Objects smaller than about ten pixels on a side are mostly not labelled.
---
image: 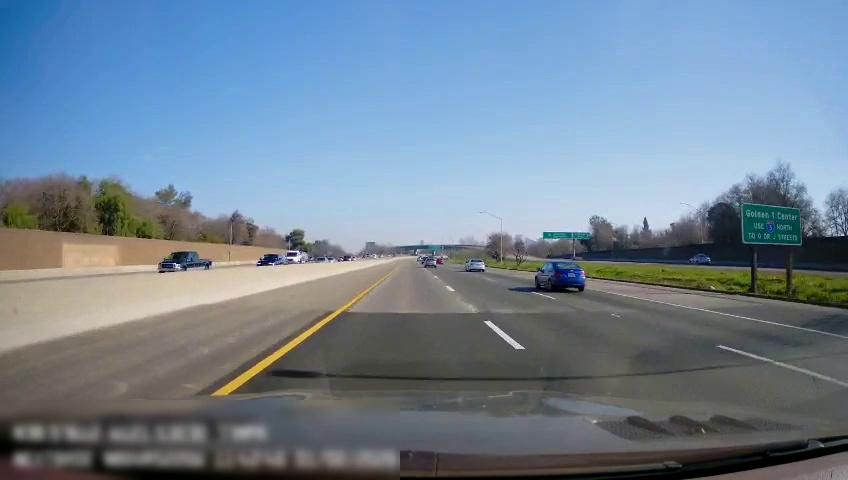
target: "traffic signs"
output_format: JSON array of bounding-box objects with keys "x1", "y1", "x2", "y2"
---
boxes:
[
  {"x1": 430, "y1": 244, "x2": 441, "y2": 252},
  {"x1": 542, "y1": 232, "x2": 593, "y2": 240},
  {"x1": 365, "y1": 241, "x2": 376, "y2": 248},
  {"x1": 740, "y1": 203, "x2": 803, "y2": 246}
]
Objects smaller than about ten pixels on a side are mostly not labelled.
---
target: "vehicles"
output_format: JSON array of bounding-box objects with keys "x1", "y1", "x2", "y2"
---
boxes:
[
  {"x1": 465, "y1": 259, "x2": 485, "y2": 272},
  {"x1": 256, "y1": 254, "x2": 288, "y2": 267},
  {"x1": 285, "y1": 251, "x2": 310, "y2": 265},
  {"x1": 425, "y1": 259, "x2": 437, "y2": 268},
  {"x1": 325, "y1": 256, "x2": 338, "y2": 264},
  {"x1": 690, "y1": 254, "x2": 711, "y2": 266},
  {"x1": 157, "y1": 250, "x2": 213, "y2": 274},
  {"x1": 534, "y1": 261, "x2": 586, "y2": 293},
  {"x1": 337, "y1": 256, "x2": 353, "y2": 264}
]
